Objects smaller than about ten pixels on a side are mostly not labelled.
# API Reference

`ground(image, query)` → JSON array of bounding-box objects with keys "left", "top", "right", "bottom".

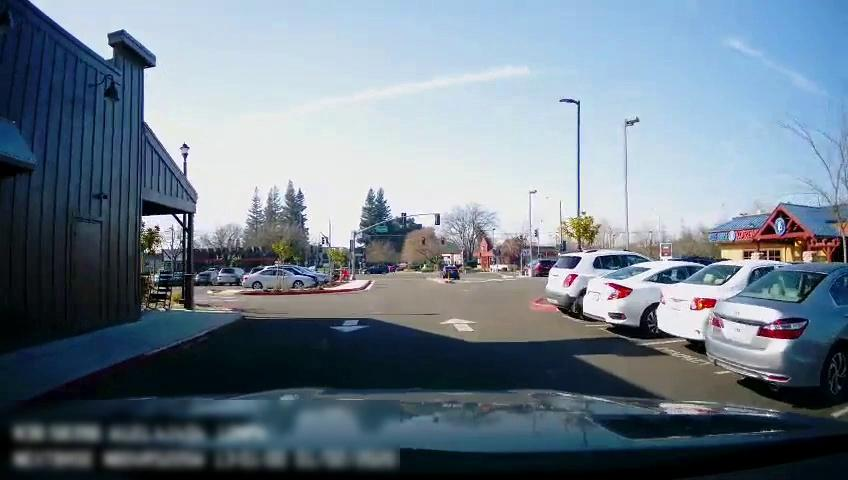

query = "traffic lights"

[
  {"left": 434, "top": 213, "right": 440, "bottom": 225},
  {"left": 401, "top": 212, "right": 406, "bottom": 224}
]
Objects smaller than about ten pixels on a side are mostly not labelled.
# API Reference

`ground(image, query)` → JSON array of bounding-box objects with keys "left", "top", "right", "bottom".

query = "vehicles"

[
  {"left": 704, "top": 263, "right": 848, "bottom": 405},
  {"left": 544, "top": 249, "right": 659, "bottom": 319},
  {"left": 242, "top": 268, "right": 313, "bottom": 290},
  {"left": 249, "top": 267, "right": 265, "bottom": 275},
  {"left": 268, "top": 266, "right": 319, "bottom": 287},
  {"left": 583, "top": 261, "right": 707, "bottom": 339},
  {"left": 525, "top": 259, "right": 554, "bottom": 277},
  {"left": 680, "top": 255, "right": 723, "bottom": 267},
  {"left": 656, "top": 260, "right": 794, "bottom": 341},
  {"left": 195, "top": 271, "right": 219, "bottom": 286},
  {"left": 218, "top": 268, "right": 247, "bottom": 286},
  {"left": 294, "top": 266, "right": 326, "bottom": 283},
  {"left": 364, "top": 265, "right": 388, "bottom": 274},
  {"left": 440, "top": 265, "right": 460, "bottom": 280}
]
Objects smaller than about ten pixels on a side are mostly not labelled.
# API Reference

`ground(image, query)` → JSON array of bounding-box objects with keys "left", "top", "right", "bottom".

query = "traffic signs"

[{"left": 376, "top": 226, "right": 388, "bottom": 233}]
